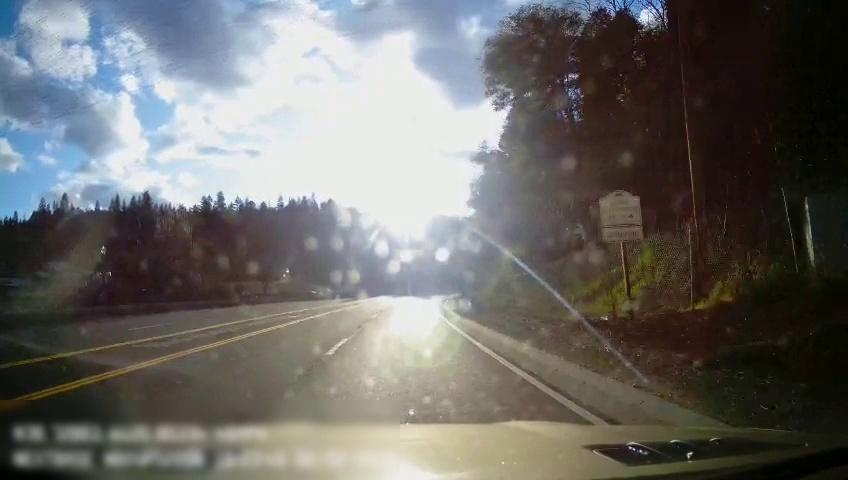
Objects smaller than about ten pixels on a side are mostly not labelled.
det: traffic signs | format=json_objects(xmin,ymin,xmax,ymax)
[
  {"xmin": 598, "ymin": 189, "xmax": 643, "ymax": 225},
  {"xmin": 600, "ymin": 224, "xmax": 645, "ymax": 243}
]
